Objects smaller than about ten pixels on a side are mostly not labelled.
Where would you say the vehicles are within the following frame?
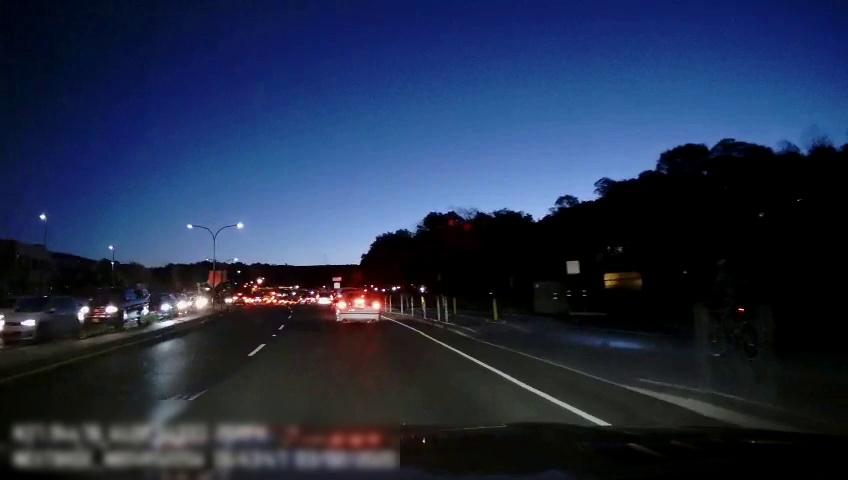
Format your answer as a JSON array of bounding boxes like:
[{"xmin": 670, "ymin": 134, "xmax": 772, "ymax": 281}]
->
[
  {"xmin": 149, "ymin": 292, "xmax": 179, "ymax": 319},
  {"xmin": 333, "ymin": 291, "xmax": 381, "ymax": 325},
  {"xmin": 0, "ymin": 295, "xmax": 81, "ymax": 347},
  {"xmin": 311, "ymin": 291, "xmax": 333, "ymax": 308},
  {"xmin": 82, "ymin": 286, "xmax": 151, "ymax": 331}
]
